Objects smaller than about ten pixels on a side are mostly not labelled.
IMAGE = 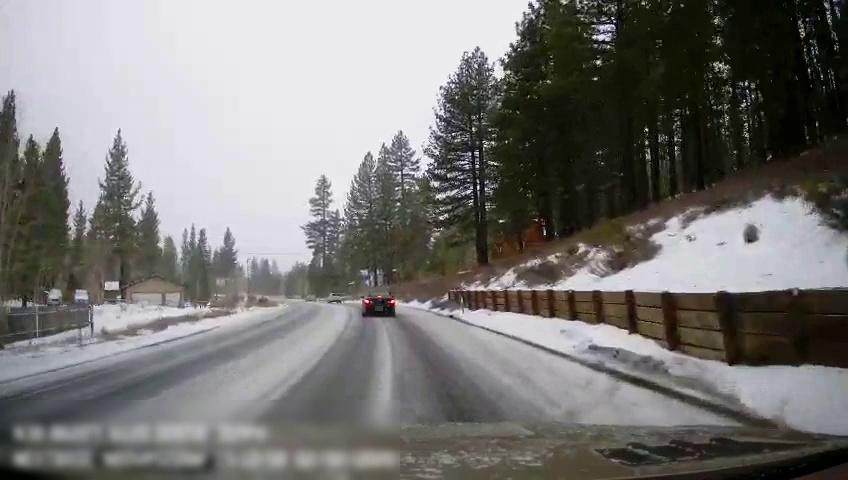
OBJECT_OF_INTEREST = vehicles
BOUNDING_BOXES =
[74,290,89,307]
[360,291,395,316]
[305,295,316,302]
[47,290,62,306]
[328,293,342,303]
